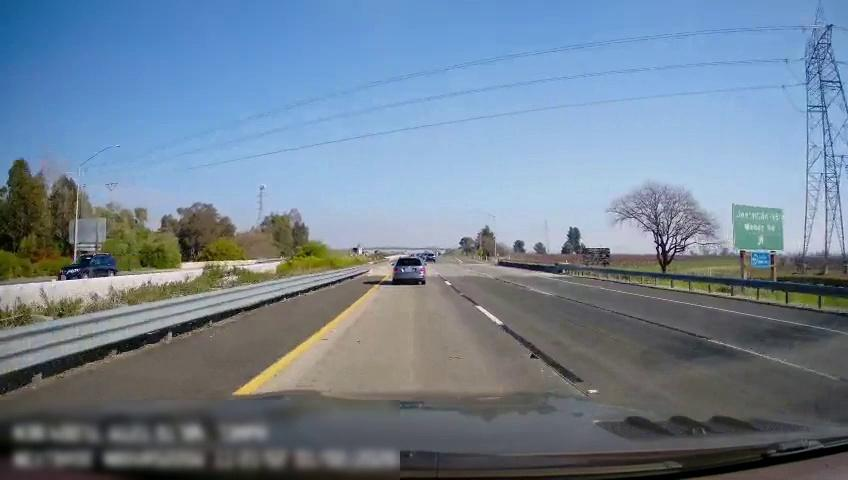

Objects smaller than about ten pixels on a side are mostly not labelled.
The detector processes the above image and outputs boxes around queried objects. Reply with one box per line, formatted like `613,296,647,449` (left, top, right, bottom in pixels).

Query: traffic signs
732,203,785,252
750,251,771,268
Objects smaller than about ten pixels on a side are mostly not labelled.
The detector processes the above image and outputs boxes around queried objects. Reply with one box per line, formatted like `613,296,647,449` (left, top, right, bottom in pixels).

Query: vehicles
392,258,427,286
424,252,436,263
349,247,362,258
56,253,120,281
